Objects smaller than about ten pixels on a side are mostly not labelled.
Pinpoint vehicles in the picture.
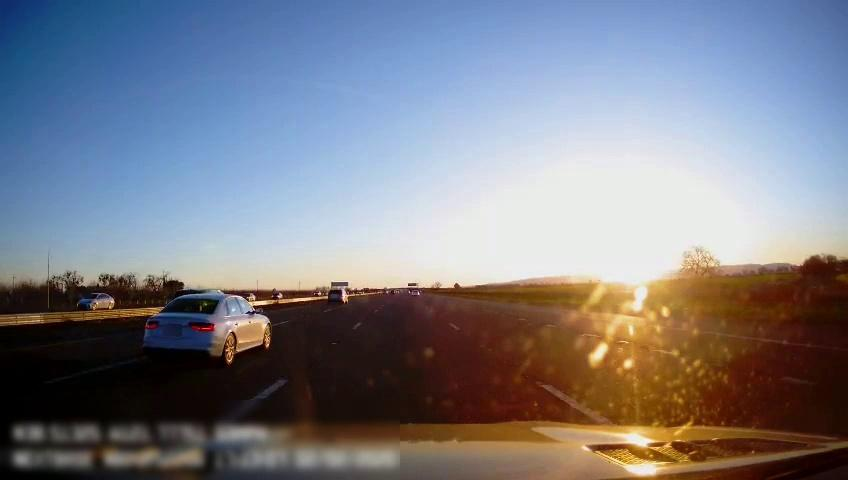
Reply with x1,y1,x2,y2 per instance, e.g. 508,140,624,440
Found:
142,294,273,368
327,288,349,305
270,292,283,300
164,289,226,307
76,292,115,311
240,293,256,302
